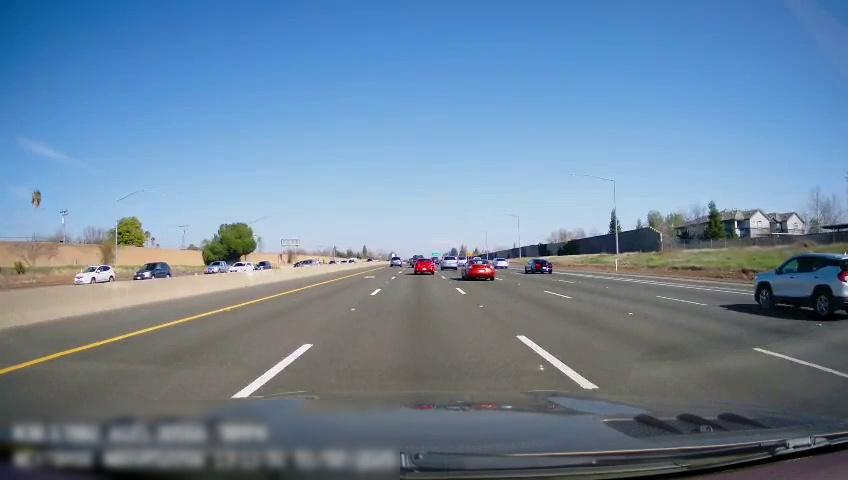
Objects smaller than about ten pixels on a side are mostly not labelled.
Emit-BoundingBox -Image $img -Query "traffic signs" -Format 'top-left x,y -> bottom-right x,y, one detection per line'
430,252 -> 442,258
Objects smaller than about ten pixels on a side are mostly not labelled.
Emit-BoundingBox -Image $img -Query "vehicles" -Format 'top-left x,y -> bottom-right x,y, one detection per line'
203,261 -> 232,275
390,255 -> 404,267
490,257 -> 508,270
439,255 -> 459,271
133,262 -> 171,281
228,261 -> 255,274
753,252 -> 848,321
457,255 -> 466,265
413,258 -> 435,276
72,265 -> 115,286
523,257 -> 554,275
301,259 -> 320,267
460,258 -> 496,281
253,260 -> 273,271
